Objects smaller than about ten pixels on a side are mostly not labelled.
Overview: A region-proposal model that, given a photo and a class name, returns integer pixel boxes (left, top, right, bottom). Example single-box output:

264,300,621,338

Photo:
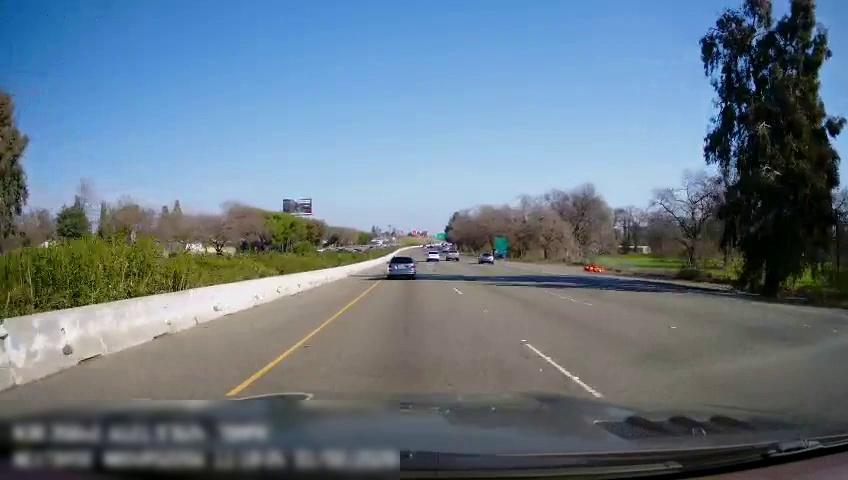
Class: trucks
446,251,460,262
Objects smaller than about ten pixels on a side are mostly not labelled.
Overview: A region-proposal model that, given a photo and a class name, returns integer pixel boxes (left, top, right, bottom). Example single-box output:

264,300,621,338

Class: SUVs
477,251,494,265
426,250,440,262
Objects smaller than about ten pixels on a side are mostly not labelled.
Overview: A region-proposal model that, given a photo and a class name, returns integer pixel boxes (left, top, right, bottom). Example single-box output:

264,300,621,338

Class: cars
386,257,416,281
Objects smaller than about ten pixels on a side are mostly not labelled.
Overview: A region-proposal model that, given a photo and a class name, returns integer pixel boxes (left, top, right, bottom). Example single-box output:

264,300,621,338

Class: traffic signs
435,233,447,239
494,235,510,255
